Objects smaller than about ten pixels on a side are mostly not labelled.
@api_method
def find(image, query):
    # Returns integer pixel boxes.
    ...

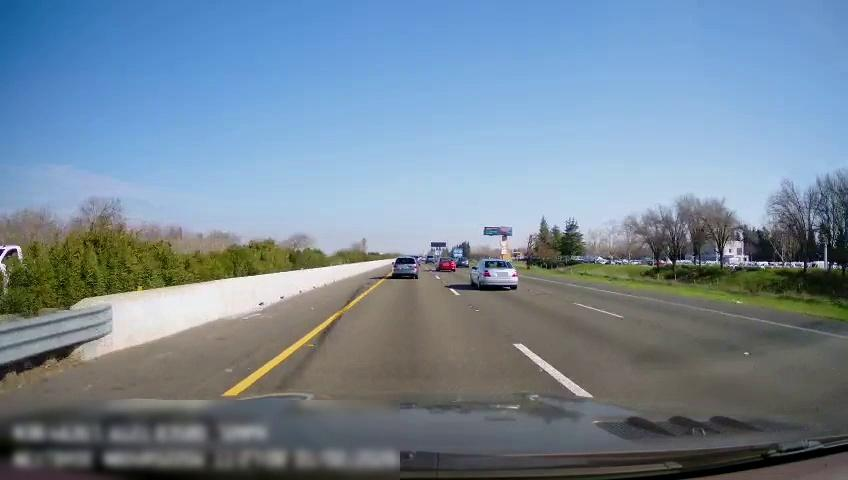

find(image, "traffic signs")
[452,249,464,254]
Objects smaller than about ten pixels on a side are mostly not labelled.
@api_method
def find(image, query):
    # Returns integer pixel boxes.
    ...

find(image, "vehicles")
[424,255,437,265]
[391,256,420,279]
[0,245,22,289]
[470,258,520,291]
[434,256,456,273]
[454,257,468,269]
